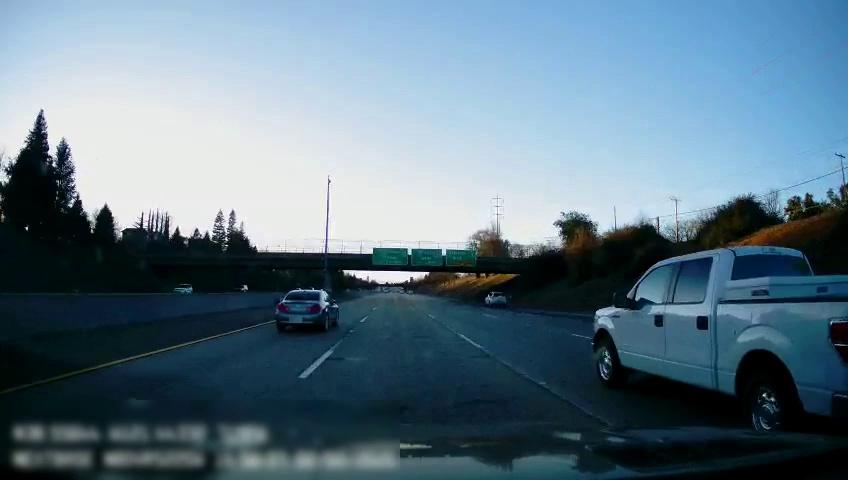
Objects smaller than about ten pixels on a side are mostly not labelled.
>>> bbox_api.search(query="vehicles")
[173,283,193,293]
[484,291,508,307]
[274,290,340,335]
[591,243,848,433]
[234,284,248,293]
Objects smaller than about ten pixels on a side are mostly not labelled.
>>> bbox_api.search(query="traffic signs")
[445,248,477,268]
[411,248,443,268]
[372,247,409,267]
